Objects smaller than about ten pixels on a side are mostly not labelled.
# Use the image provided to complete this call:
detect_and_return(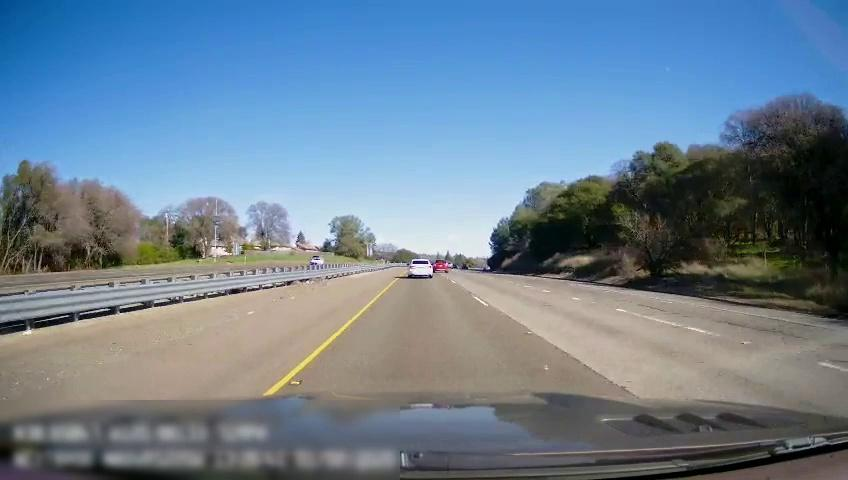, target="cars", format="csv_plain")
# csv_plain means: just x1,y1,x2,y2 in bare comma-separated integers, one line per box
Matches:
309,255,323,266
432,259,451,274
406,259,433,280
